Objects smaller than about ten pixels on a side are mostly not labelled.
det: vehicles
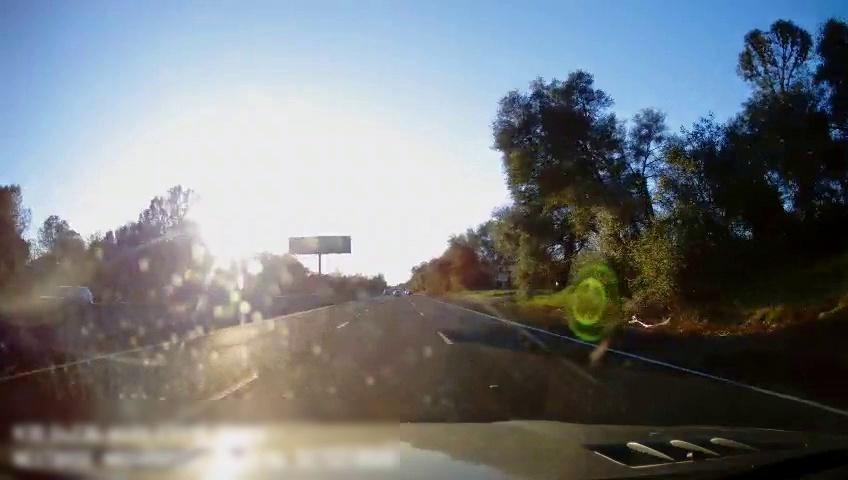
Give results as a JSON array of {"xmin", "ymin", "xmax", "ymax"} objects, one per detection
[
  {"xmin": 394, "ymin": 290, "xmax": 403, "ymax": 297},
  {"xmin": 382, "ymin": 289, "xmax": 393, "ymax": 297},
  {"xmin": 37, "ymin": 285, "xmax": 94, "ymax": 304}
]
